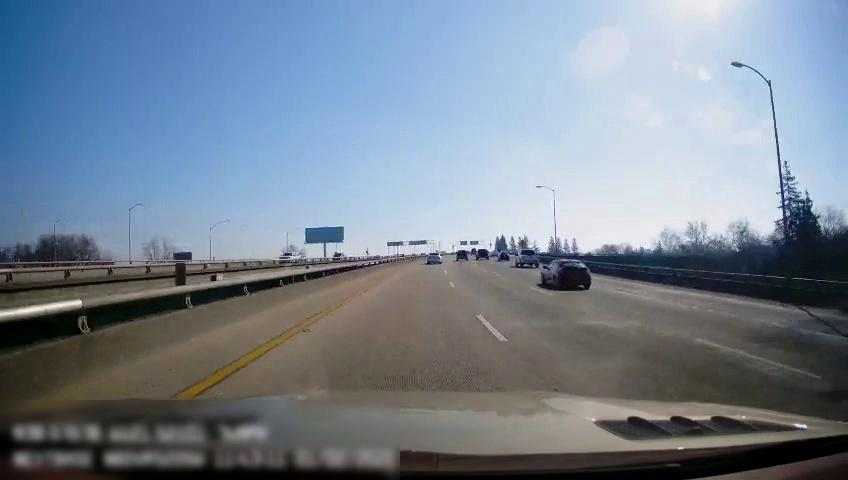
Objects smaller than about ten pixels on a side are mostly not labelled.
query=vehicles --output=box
[279,251,303,264]
[515,248,541,268]
[540,259,592,291]
[331,252,348,262]
[456,250,468,261]
[498,253,511,262]
[475,249,489,260]
[426,253,443,265]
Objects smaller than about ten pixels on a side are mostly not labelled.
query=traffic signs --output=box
[469,240,480,246]
[407,239,427,246]
[386,241,404,246]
